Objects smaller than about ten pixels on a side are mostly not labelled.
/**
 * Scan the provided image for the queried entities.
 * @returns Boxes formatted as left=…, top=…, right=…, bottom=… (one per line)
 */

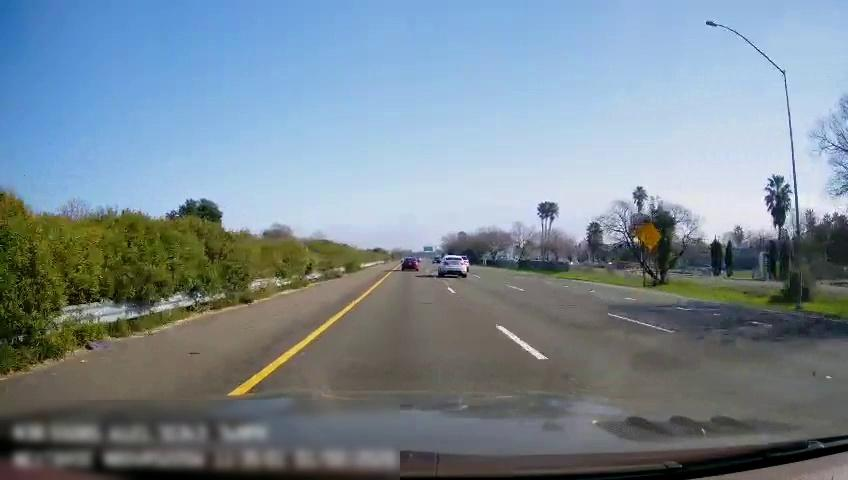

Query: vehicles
left=401, top=257, right=419, bottom=272
left=460, top=255, right=470, bottom=273
left=438, top=255, right=467, bottom=278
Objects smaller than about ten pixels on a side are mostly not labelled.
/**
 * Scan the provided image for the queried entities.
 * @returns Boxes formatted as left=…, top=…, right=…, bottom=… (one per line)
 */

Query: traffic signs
left=637, top=222, right=663, bottom=248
